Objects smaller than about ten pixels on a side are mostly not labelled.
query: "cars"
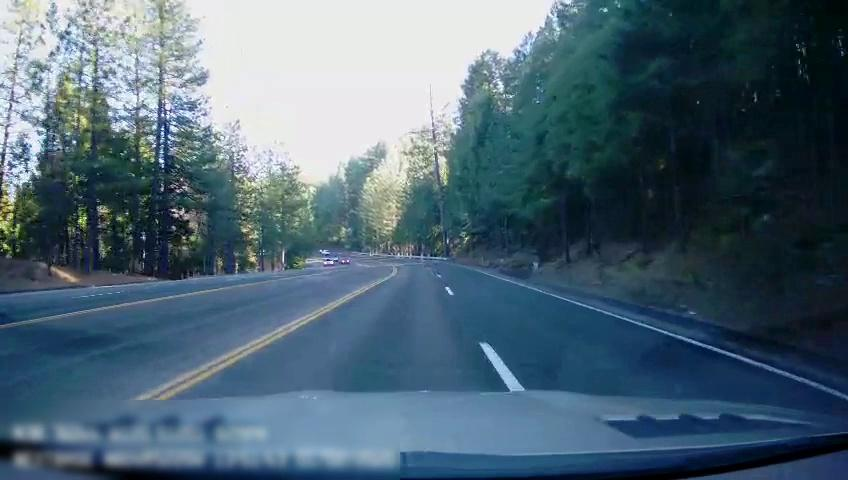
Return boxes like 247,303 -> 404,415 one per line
323,256 -> 338,268
338,255 -> 350,265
